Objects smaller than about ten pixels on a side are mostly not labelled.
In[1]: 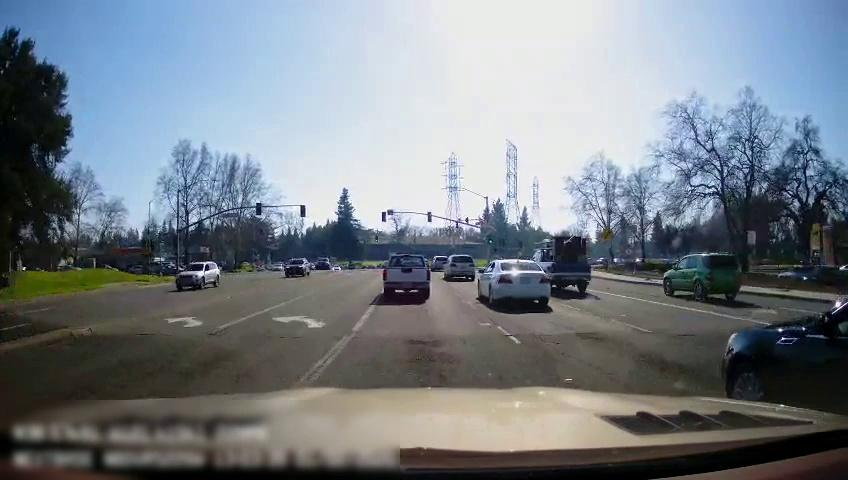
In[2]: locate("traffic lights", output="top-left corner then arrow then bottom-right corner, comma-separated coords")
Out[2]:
299,204 -> 306,218
381,211 -> 387,223
427,211 -> 433,222
255,201 -> 263,217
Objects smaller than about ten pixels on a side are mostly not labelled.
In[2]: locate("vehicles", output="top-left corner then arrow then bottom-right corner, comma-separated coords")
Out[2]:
431,255 -> 450,272
175,260 -> 221,293
383,254 -> 432,302
477,259 -> 552,307
315,256 -> 330,270
719,300 -> 848,410
534,234 -> 592,292
443,254 -> 476,279
284,257 -> 311,278
145,256 -> 185,276
662,252 -> 742,302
